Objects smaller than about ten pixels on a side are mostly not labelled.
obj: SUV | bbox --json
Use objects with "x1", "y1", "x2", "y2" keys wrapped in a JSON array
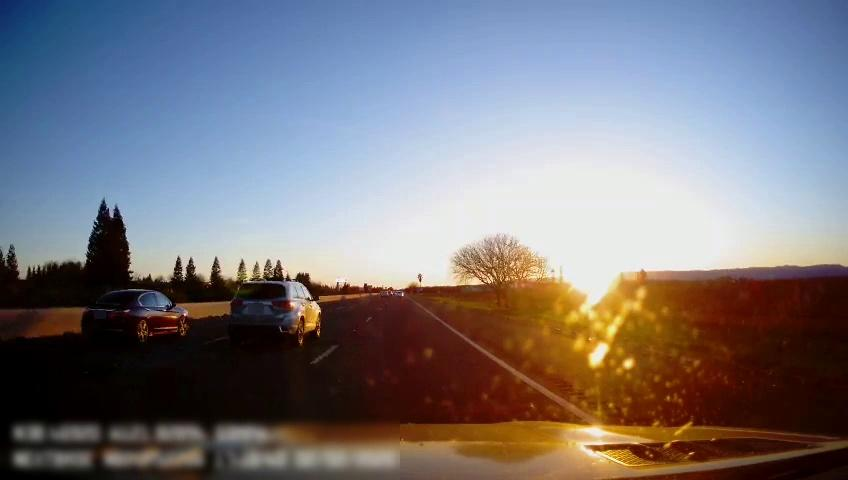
[{"x1": 229, "y1": 278, "x2": 323, "y2": 347}]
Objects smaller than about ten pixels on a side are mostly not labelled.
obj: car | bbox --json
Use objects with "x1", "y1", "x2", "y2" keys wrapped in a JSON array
[{"x1": 81, "y1": 288, "x2": 193, "y2": 352}]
